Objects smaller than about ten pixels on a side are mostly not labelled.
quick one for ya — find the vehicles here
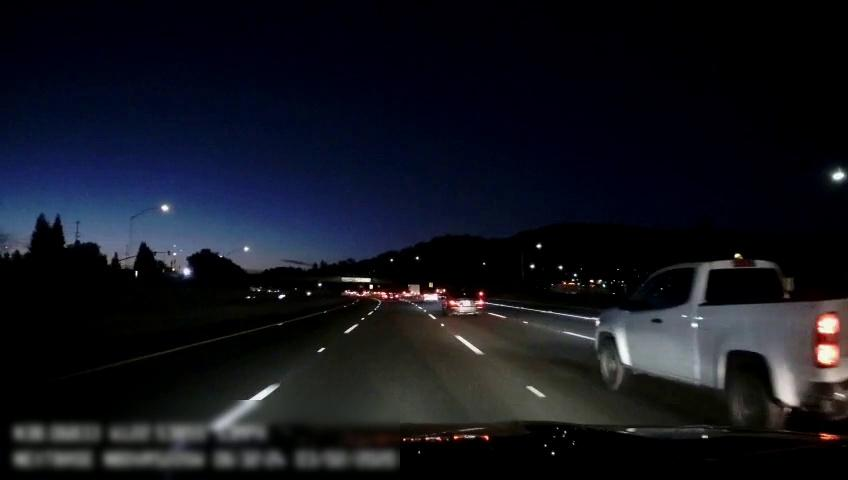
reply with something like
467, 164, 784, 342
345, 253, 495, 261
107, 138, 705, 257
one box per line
420, 290, 438, 302
593, 259, 848, 432
384, 292, 399, 302
441, 291, 481, 317
408, 284, 420, 294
